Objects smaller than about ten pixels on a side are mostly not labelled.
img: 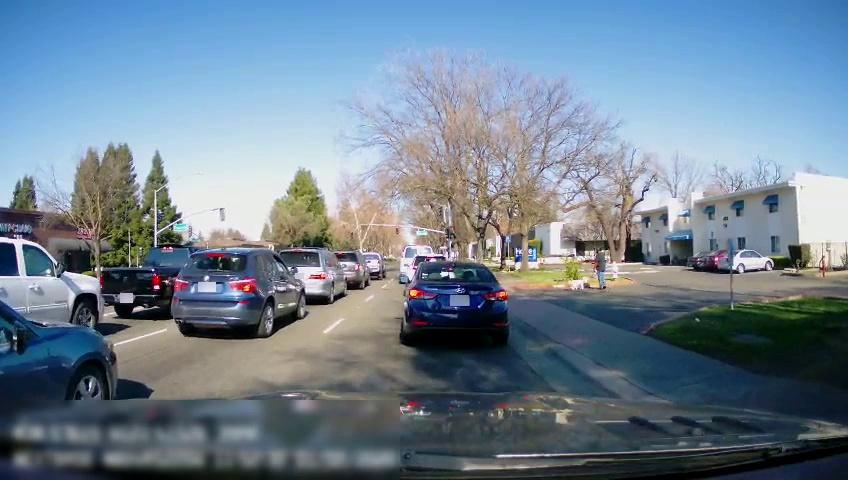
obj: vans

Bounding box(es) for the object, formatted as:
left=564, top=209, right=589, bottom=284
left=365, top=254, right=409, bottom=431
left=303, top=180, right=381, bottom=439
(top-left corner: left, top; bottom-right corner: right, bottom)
left=276, top=248, right=348, bottom=304
left=400, top=245, right=433, bottom=274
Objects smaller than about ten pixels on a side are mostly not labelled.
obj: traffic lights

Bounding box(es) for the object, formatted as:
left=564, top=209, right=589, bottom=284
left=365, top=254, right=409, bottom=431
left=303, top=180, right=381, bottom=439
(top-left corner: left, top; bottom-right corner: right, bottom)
left=218, top=206, right=226, bottom=222
left=449, top=226, right=457, bottom=240
left=188, top=225, right=194, bottom=238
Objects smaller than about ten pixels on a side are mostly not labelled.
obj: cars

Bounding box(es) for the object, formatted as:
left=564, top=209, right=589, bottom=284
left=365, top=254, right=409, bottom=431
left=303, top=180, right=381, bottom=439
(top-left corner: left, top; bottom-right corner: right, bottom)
left=0, top=298, right=118, bottom=417
left=704, top=249, right=737, bottom=272
left=718, top=249, right=775, bottom=274
left=687, top=250, right=717, bottom=271
left=399, top=260, right=510, bottom=346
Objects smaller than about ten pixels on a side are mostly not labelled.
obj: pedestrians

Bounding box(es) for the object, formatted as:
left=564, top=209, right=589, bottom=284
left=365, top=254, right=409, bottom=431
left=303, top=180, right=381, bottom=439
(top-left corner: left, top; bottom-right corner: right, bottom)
left=594, top=248, right=609, bottom=290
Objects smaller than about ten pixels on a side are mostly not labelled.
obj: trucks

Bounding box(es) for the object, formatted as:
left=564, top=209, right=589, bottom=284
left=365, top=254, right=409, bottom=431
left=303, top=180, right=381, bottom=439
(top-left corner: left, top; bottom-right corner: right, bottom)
left=0, top=237, right=105, bottom=333
left=360, top=252, right=387, bottom=280
left=99, top=243, right=211, bottom=318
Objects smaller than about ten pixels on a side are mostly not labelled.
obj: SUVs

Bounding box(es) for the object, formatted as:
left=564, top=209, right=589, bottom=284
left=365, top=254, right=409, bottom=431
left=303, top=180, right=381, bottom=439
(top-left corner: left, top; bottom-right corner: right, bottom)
left=332, top=251, right=371, bottom=289
left=171, top=247, right=307, bottom=338
left=403, top=253, right=446, bottom=281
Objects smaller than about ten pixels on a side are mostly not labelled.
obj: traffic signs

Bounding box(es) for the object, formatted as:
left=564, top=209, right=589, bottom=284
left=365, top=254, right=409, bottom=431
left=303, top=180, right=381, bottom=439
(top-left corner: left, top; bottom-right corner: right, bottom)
left=416, top=230, right=428, bottom=236
left=173, top=223, right=188, bottom=232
